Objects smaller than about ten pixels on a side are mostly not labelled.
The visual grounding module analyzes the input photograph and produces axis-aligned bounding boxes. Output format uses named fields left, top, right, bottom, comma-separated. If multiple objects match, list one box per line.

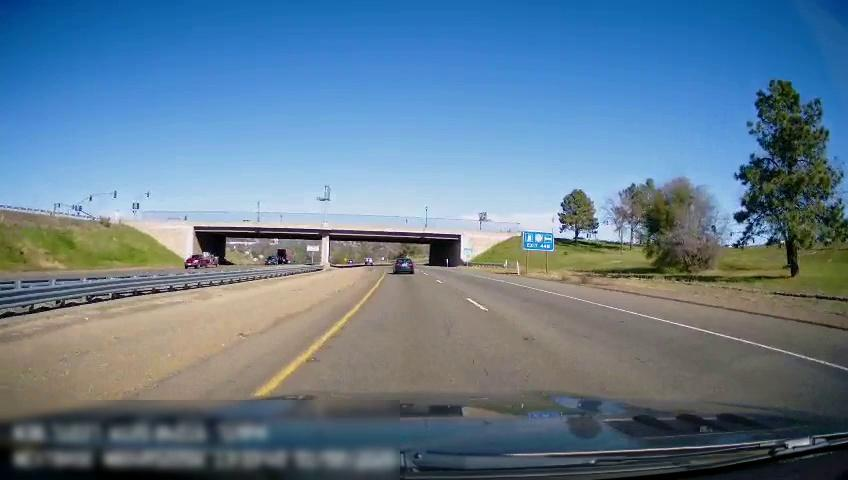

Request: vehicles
left=393, top=256, right=416, bottom=275
left=364, top=257, right=373, bottom=265
left=263, top=255, right=279, bottom=266
left=183, top=254, right=209, bottom=269
left=276, top=248, right=296, bottom=264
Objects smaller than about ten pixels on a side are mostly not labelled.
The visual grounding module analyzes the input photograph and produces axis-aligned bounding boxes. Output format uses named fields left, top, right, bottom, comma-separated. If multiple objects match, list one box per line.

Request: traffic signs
left=462, top=248, right=472, bottom=259
left=521, top=230, right=555, bottom=253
